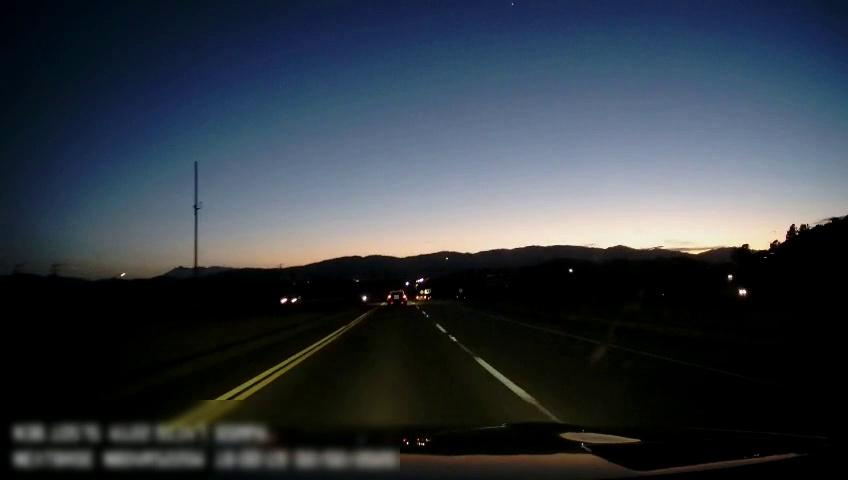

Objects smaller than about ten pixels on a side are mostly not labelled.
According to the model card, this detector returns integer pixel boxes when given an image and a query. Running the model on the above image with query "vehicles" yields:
[278,292,303,306]
[414,293,427,303]
[387,292,407,307]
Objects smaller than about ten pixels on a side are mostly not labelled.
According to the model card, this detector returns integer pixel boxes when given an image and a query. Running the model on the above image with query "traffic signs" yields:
[487,272,511,284]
